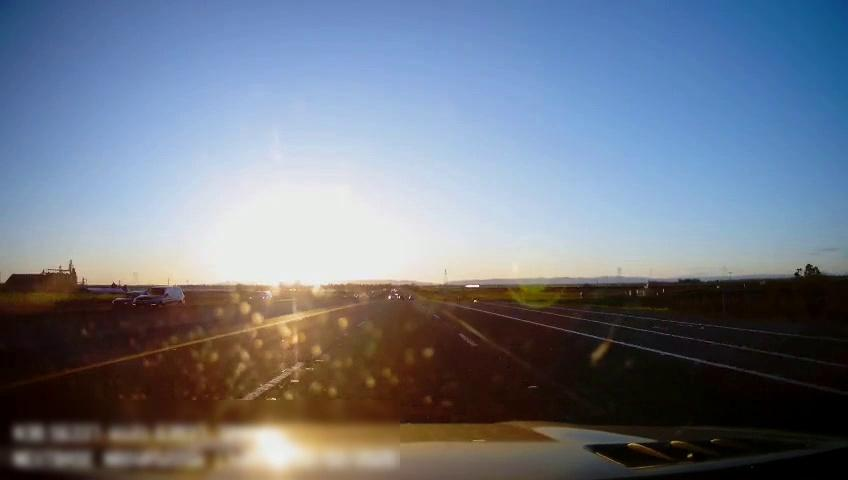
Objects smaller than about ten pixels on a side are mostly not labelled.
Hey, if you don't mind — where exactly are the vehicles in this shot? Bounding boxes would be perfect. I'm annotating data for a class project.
[135,285,185,311]
[110,290,147,309]
[248,291,273,305]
